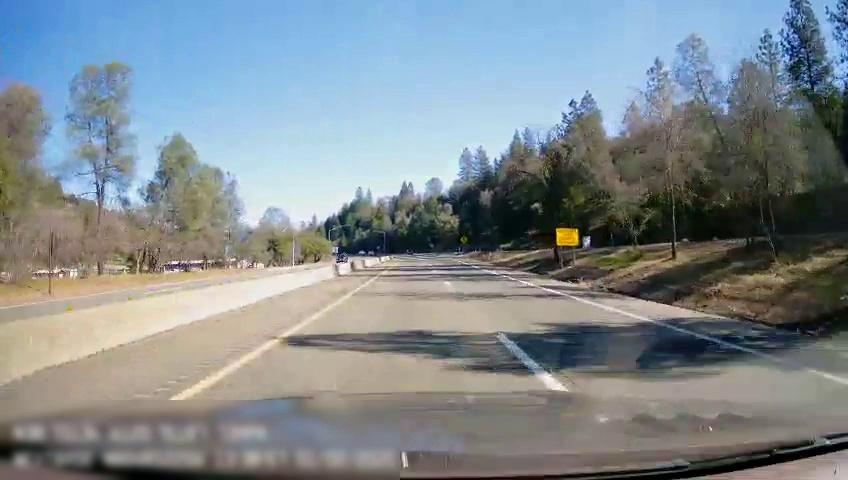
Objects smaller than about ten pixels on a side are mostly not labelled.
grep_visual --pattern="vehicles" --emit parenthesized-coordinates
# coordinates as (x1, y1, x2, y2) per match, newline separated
(336, 252, 348, 264)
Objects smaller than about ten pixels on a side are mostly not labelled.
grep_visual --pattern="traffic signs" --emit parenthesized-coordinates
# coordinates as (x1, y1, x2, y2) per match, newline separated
(459, 234, 469, 245)
(555, 227, 580, 246)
